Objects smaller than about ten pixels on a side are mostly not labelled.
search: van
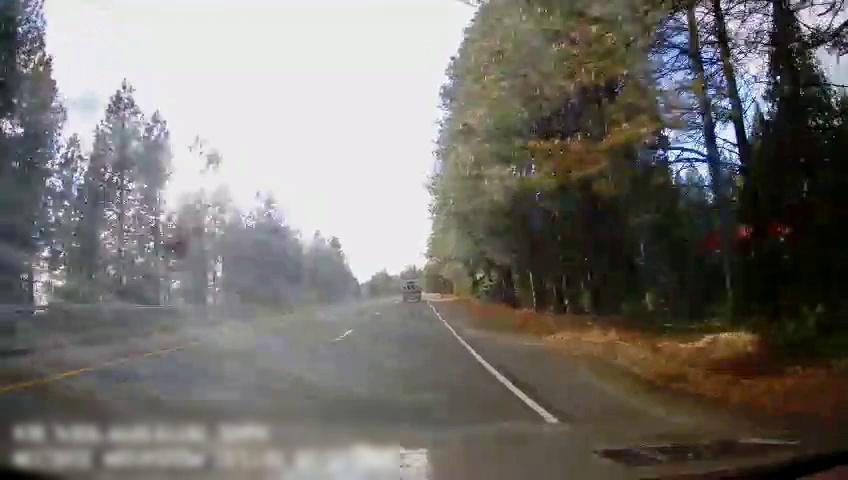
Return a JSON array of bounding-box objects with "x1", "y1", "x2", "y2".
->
[{"x1": 401, "y1": 282, "x2": 422, "y2": 301}]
